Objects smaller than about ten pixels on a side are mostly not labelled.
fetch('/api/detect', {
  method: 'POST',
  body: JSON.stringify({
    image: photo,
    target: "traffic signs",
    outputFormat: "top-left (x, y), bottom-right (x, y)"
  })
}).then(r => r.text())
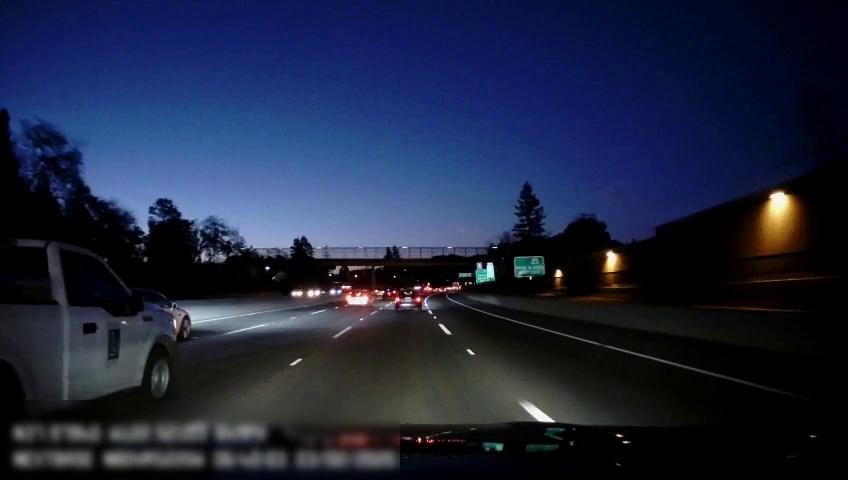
top-left (486, 262), bottom-right (495, 278)
top-left (514, 255), bottom-right (545, 278)
top-left (476, 269), bottom-right (496, 284)
top-left (458, 273), bottom-right (471, 278)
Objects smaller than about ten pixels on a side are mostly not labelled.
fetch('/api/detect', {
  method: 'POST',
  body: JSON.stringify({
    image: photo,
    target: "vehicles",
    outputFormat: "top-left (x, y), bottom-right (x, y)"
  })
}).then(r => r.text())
top-left (290, 289), bottom-right (308, 298)
top-left (330, 281), bottom-right (352, 295)
top-left (375, 288), bottom-right (385, 297)
top-left (382, 287), bottom-right (399, 301)
top-left (395, 290), bottom-right (422, 311)
top-left (131, 289), bottom-right (192, 341)
top-left (307, 288), bottom-right (326, 298)
top-left (0, 239), bottom-right (177, 438)
top-left (348, 290), bottom-right (373, 309)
